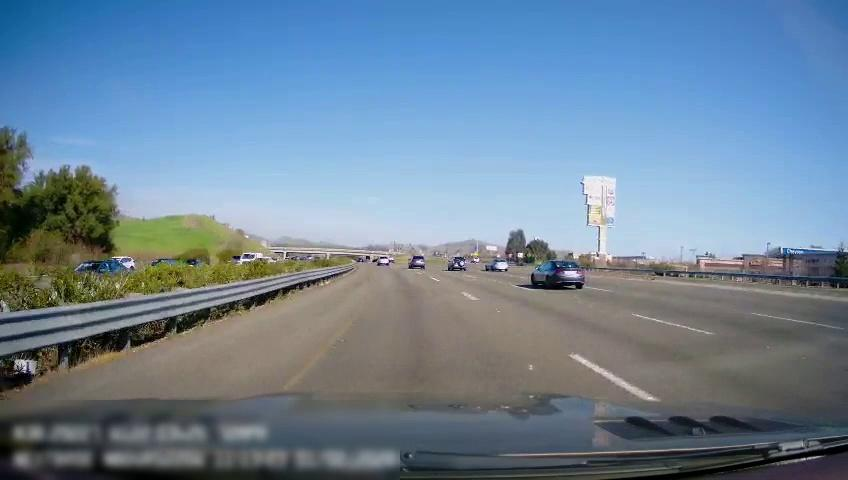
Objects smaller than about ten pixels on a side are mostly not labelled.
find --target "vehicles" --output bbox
[228,255,241,264]
[376,255,389,267]
[185,259,205,265]
[152,258,177,266]
[530,261,584,289]
[111,256,136,272]
[69,260,128,273]
[469,256,480,264]
[407,255,425,269]
[447,256,465,270]
[240,253,264,264]
[484,258,509,271]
